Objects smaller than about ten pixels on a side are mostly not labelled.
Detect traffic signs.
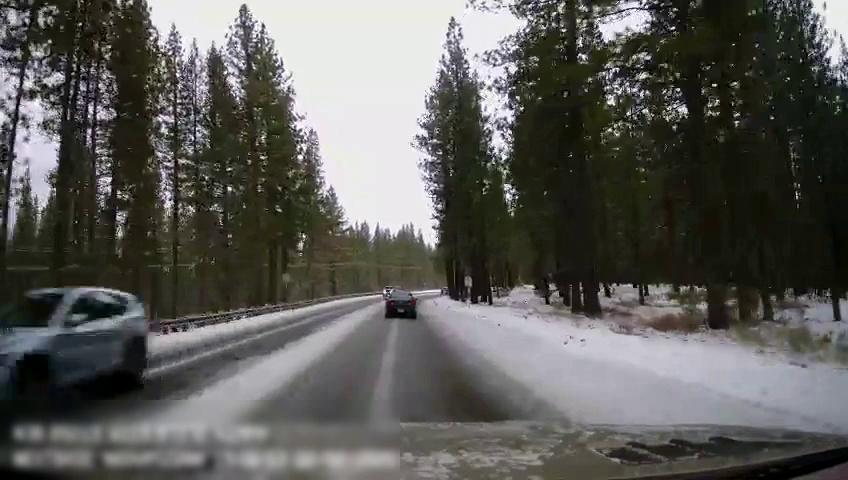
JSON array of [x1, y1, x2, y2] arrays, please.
[[464, 275, 473, 288]]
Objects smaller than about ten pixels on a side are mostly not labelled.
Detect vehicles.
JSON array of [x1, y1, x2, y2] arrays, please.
[[381, 286, 394, 296], [385, 291, 419, 318], [0, 286, 150, 420]]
